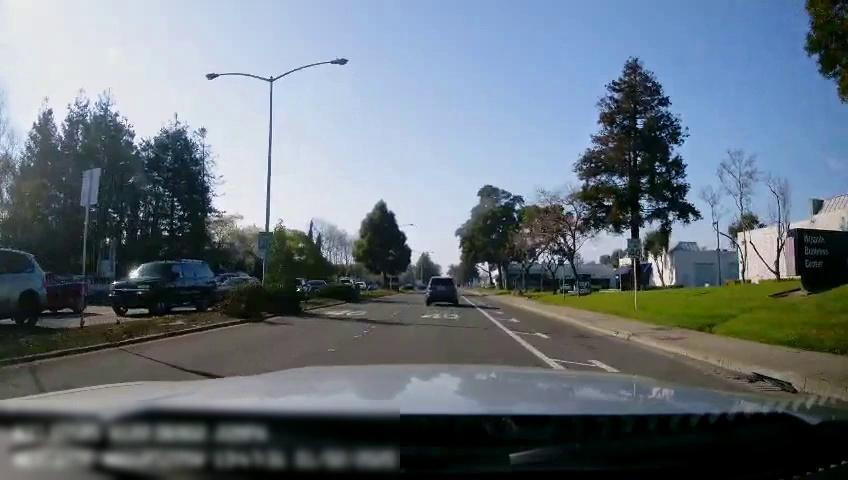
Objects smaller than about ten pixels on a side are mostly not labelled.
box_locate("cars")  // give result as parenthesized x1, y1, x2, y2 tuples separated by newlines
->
(215, 276, 263, 301)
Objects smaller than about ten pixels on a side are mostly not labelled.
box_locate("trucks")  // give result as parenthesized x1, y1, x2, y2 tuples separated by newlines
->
(42, 271, 88, 315)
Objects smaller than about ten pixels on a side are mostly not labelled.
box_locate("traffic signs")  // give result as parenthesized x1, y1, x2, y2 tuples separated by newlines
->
(627, 238, 641, 260)
(257, 231, 271, 252)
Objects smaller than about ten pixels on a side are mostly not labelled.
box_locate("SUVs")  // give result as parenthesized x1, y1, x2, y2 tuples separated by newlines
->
(0, 247, 49, 328)
(213, 271, 250, 286)
(108, 259, 217, 318)
(424, 276, 461, 307)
